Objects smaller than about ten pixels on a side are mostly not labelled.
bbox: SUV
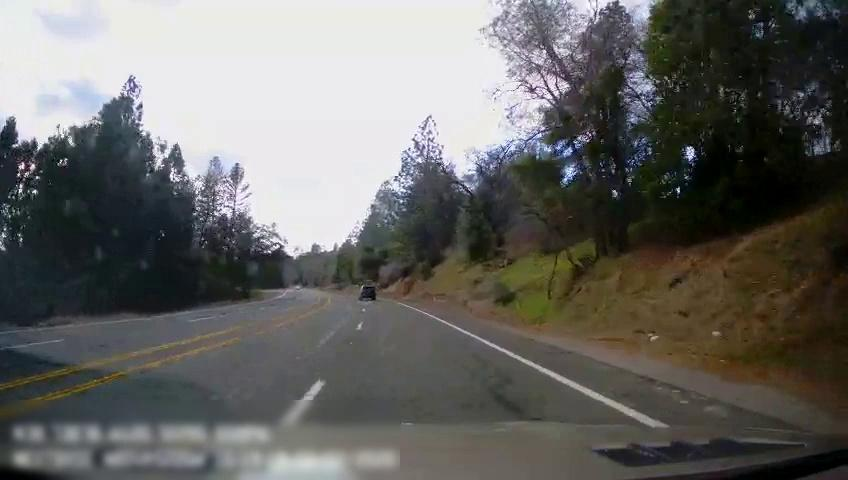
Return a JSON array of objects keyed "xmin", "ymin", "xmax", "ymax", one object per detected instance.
[{"xmin": 359, "ymin": 285, "xmax": 377, "ymax": 301}]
